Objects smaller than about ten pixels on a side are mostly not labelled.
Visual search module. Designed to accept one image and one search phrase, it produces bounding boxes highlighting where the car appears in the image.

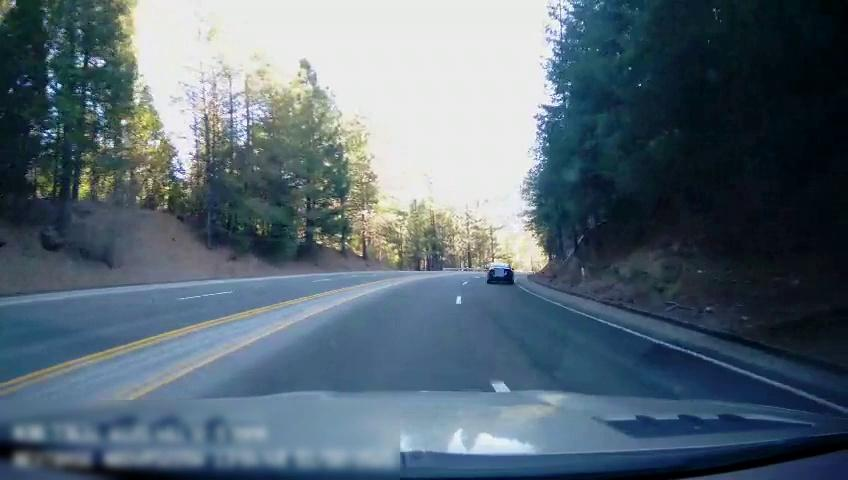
[487,264,513,285]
